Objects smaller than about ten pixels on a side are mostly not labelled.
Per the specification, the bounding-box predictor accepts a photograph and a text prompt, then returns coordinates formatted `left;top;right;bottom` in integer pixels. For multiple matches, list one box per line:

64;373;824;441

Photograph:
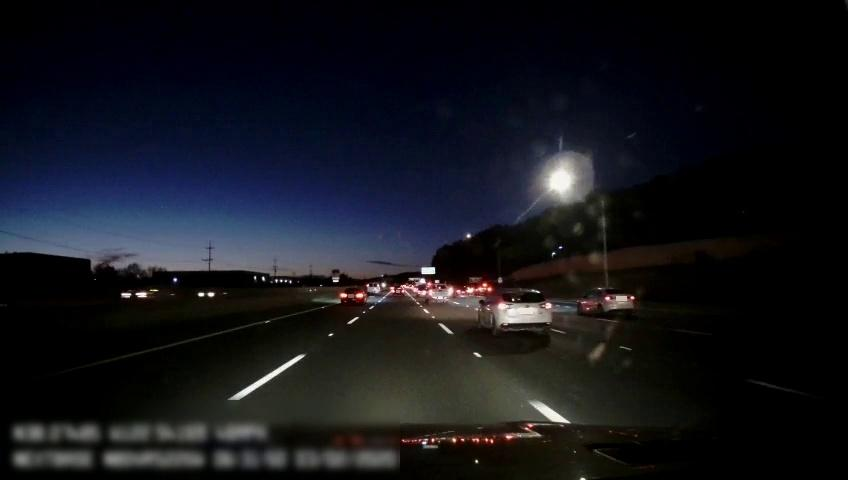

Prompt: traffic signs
421;267;436;275
468;277;480;283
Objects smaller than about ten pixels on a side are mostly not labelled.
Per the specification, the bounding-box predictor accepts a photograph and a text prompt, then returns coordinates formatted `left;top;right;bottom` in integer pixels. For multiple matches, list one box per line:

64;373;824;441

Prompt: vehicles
339;286;367;306
575;286;635;316
452;284;475;299
119;287;156;301
197;286;223;301
473;281;493;296
416;284;426;298
424;285;451;305
391;286;404;297
476;288;554;338
367;282;383;296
